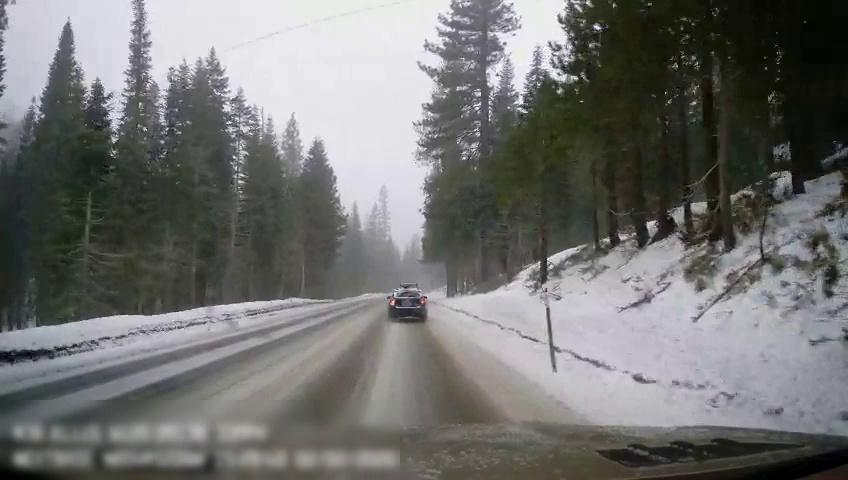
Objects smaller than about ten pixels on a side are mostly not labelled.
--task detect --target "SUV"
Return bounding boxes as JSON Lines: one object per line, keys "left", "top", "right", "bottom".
{"left": 387, "top": 282, "right": 428, "bottom": 321}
